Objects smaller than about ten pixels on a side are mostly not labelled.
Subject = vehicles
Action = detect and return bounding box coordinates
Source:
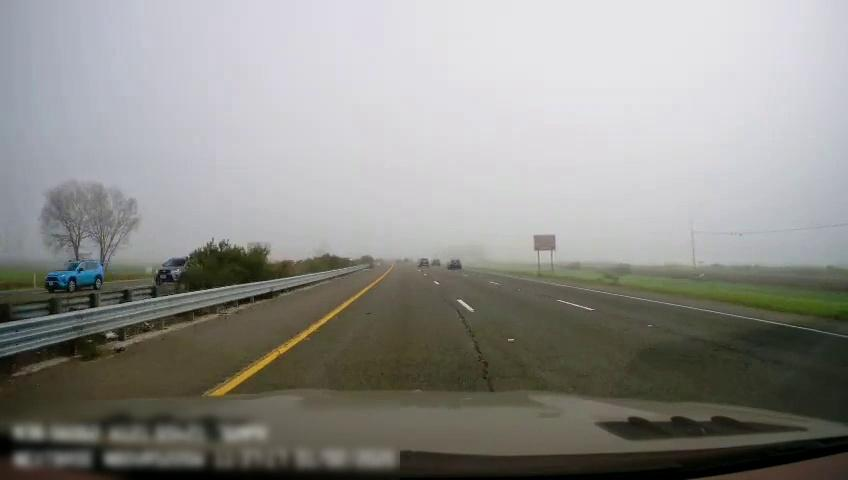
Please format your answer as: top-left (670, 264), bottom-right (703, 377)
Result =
top-left (447, 258), bottom-right (462, 270)
top-left (418, 257), bottom-right (429, 267)
top-left (153, 257), bottom-right (189, 286)
top-left (44, 259), bottom-right (106, 294)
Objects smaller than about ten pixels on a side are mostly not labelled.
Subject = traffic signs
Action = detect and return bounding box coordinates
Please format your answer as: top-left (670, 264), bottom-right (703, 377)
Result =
top-left (533, 234), bottom-right (556, 250)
